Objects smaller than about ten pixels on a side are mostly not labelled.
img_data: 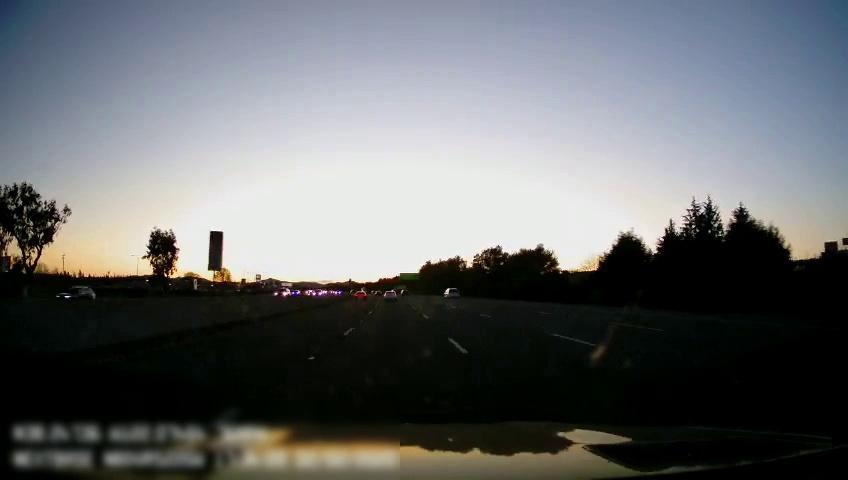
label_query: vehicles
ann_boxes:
[443,288,459,298]
[384,290,397,301]
[273,288,291,298]
[354,291,368,301]
[55,286,96,302]
[312,289,325,297]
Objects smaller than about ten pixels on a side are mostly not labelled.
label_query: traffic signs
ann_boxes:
[399,273,419,281]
